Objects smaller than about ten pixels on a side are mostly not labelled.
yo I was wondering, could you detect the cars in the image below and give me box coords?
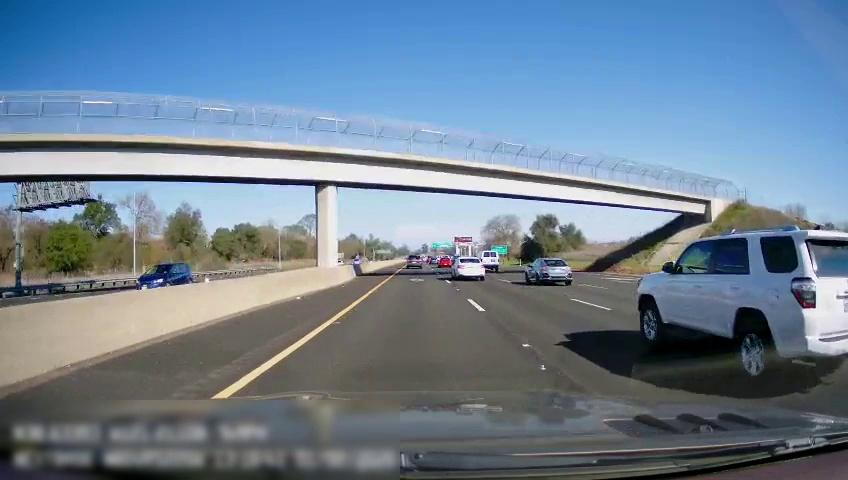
[438,258,452,269]
[136,261,194,290]
[525,257,573,286]
[451,256,486,281]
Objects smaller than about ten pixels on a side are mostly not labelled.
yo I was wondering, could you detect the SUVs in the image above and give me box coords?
[636,225,848,385]
[405,253,423,269]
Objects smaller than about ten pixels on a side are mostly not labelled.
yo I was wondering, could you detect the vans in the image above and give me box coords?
[477,250,500,273]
